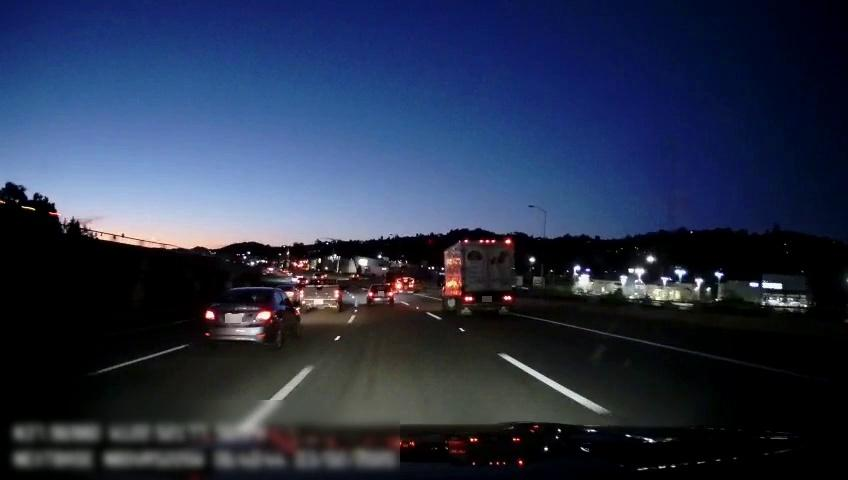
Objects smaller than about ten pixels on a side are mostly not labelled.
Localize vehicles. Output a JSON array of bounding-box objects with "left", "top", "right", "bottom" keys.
[
  {"left": 381, "top": 271, "right": 416, "bottom": 294},
  {"left": 366, "top": 283, "right": 394, "bottom": 306},
  {"left": 203, "top": 286, "right": 302, "bottom": 350},
  {"left": 437, "top": 239, "right": 516, "bottom": 316},
  {"left": 296, "top": 277, "right": 309, "bottom": 286},
  {"left": 274, "top": 284, "right": 301, "bottom": 302},
  {"left": 300, "top": 277, "right": 346, "bottom": 313}
]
